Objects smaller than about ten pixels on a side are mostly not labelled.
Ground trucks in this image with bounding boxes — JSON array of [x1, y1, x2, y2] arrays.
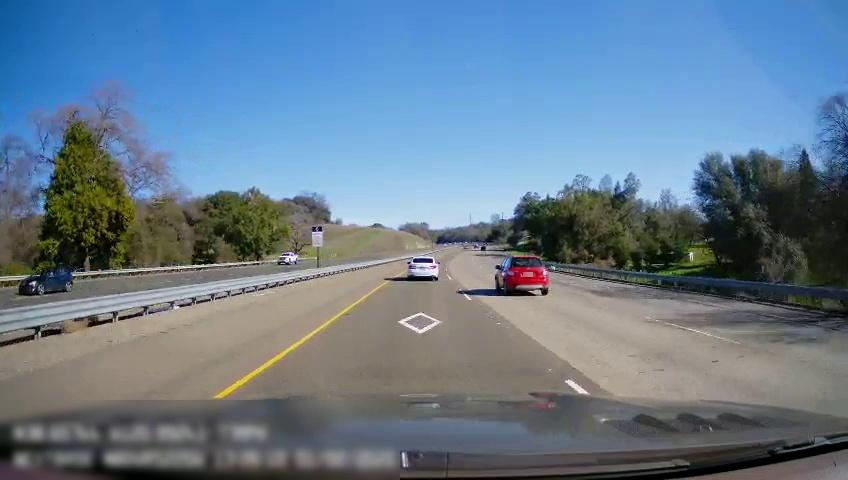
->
[[278, 252, 299, 266]]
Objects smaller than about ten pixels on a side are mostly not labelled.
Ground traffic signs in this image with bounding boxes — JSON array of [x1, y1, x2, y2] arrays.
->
[[311, 223, 324, 248]]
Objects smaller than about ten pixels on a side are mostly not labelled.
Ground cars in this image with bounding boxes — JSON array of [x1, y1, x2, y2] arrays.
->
[[406, 255, 440, 280], [17, 271, 73, 298]]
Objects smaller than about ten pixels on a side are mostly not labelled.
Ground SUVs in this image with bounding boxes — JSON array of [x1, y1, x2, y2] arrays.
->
[[493, 256, 551, 295]]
